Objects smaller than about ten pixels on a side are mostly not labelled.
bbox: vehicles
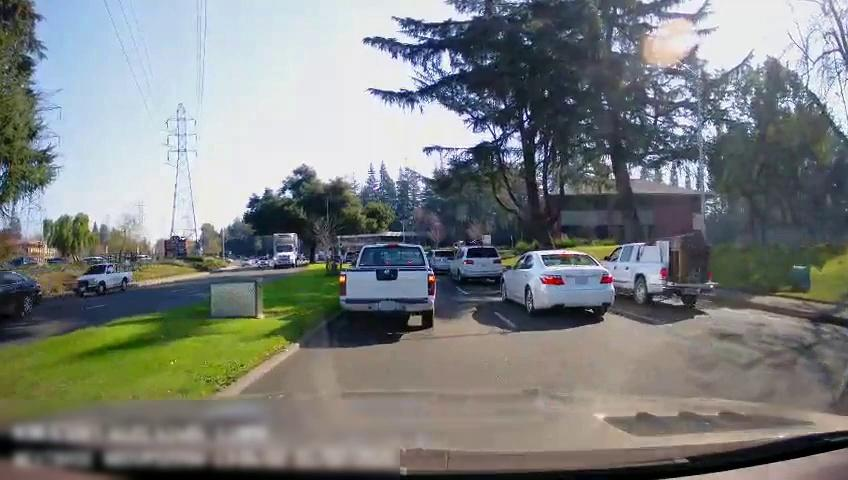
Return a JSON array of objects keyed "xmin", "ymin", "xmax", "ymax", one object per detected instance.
[
  {"xmin": 600, "ymin": 232, "xmax": 721, "ymax": 306},
  {"xmin": 254, "ymin": 256, "xmax": 272, "ymax": 270},
  {"xmin": 447, "ymin": 245, "xmax": 504, "ymax": 283},
  {"xmin": 73, "ymin": 263, "xmax": 132, "ymax": 296},
  {"xmin": 273, "ymin": 232, "xmax": 299, "ymax": 269},
  {"xmin": 337, "ymin": 242, "xmax": 438, "ymax": 334},
  {"xmin": 0, "ymin": 266, "xmax": 43, "ymax": 321},
  {"xmin": 429, "ymin": 248, "xmax": 454, "ymax": 271},
  {"xmin": 500, "ymin": 248, "xmax": 617, "ymax": 317}
]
